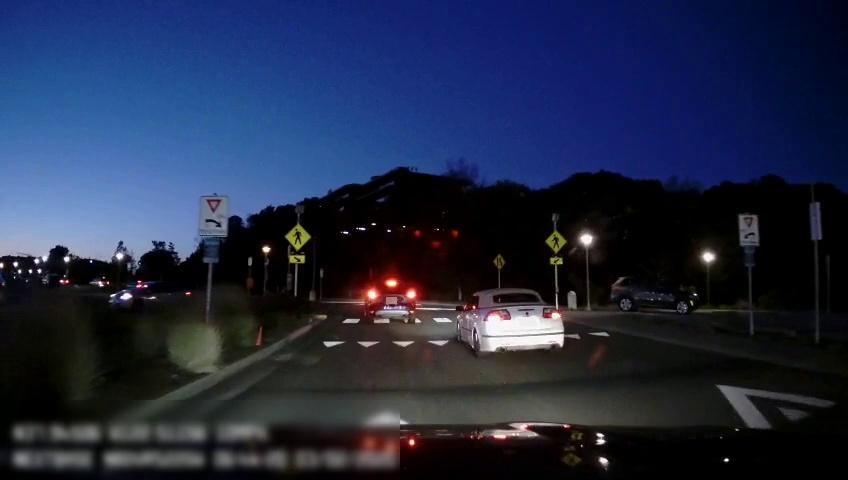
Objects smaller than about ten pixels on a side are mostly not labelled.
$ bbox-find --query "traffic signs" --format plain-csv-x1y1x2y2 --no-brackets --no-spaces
544,230,568,255
198,195,228,238
246,278,254,289
549,257,564,265
492,253,506,270
738,214,760,246
284,222,312,252
288,254,306,264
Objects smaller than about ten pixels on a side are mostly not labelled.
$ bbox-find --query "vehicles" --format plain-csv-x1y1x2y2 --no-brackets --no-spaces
109,281,193,306
125,279,149,291
365,281,416,324
611,277,701,315
88,277,110,288
455,288,565,358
